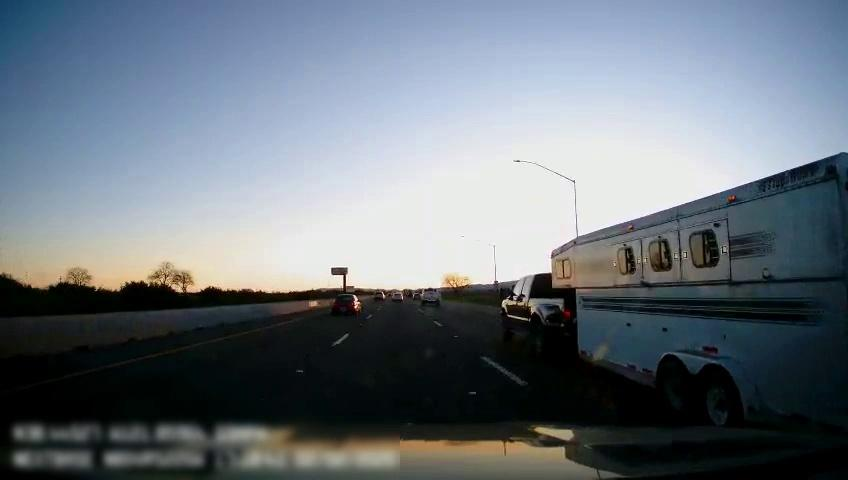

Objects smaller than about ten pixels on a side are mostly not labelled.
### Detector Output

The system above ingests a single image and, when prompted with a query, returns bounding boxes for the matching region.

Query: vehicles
[419,288,442,306]
[332,293,362,318]
[498,272,578,362]
[391,291,404,302]
[550,151,848,439]
[373,291,386,302]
